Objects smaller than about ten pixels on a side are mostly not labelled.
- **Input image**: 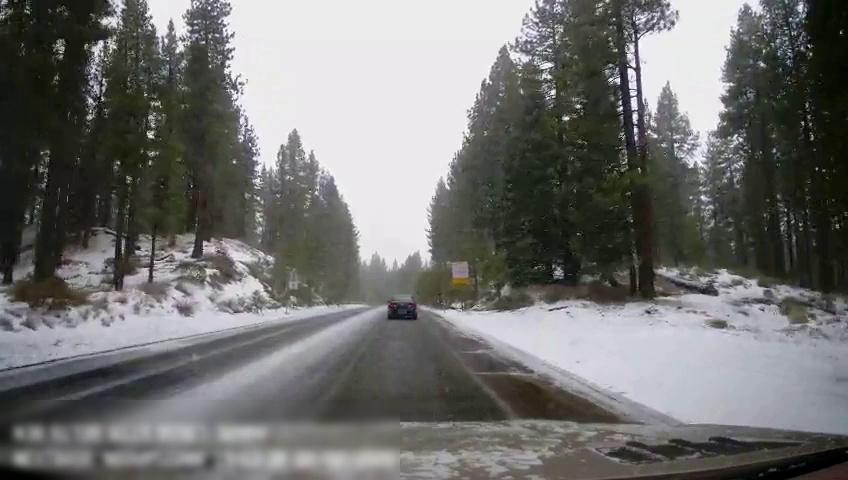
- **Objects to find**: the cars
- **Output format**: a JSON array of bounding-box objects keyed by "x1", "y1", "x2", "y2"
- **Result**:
[{"x1": 387, "y1": 294, "x2": 418, "y2": 321}]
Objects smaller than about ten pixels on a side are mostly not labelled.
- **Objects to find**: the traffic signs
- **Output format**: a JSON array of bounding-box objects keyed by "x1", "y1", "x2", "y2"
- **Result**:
[
  {"x1": 452, "y1": 278, "x2": 465, "y2": 285},
  {"x1": 452, "y1": 261, "x2": 468, "y2": 279}
]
